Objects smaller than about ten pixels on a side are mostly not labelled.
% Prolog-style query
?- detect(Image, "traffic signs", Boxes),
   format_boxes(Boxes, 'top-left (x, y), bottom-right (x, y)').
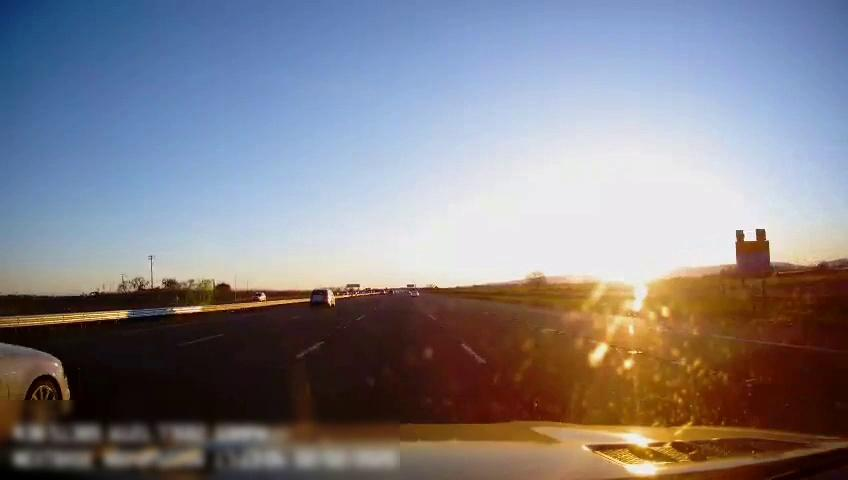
top-left (736, 241), bottom-right (771, 279)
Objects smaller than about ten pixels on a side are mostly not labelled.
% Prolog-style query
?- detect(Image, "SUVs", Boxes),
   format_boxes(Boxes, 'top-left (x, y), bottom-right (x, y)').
top-left (251, 292), bottom-right (267, 302)
top-left (309, 289), bottom-right (336, 308)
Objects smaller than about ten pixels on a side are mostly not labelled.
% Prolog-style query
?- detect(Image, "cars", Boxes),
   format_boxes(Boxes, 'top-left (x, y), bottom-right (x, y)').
top-left (0, 341), bottom-right (70, 447)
